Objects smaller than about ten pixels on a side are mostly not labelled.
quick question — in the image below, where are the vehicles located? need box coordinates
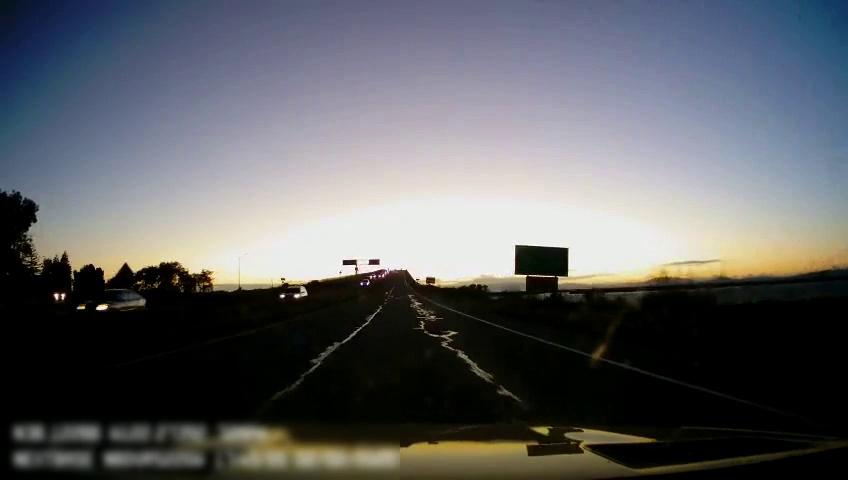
[360,278,371,287]
[75,288,147,313]
[279,285,308,300]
